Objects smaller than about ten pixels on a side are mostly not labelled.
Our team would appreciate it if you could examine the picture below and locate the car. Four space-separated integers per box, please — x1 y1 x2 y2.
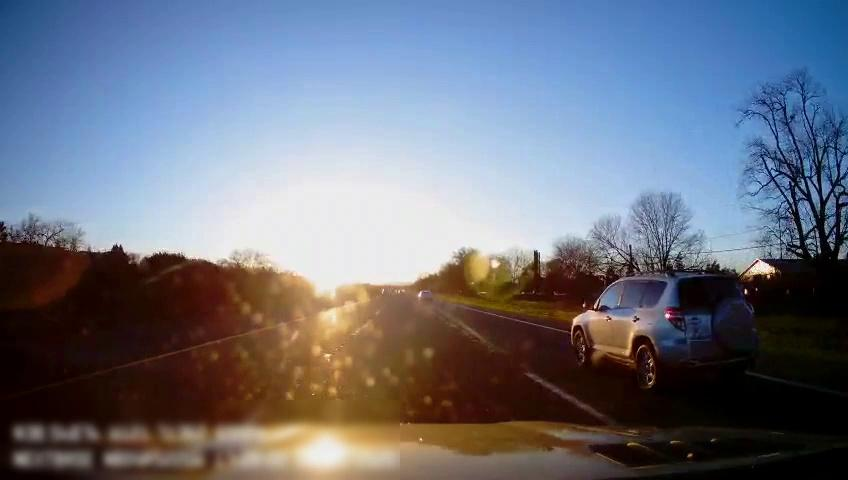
417 290 432 302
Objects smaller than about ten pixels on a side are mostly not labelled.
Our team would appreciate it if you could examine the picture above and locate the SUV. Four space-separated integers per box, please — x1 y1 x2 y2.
568 271 761 394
